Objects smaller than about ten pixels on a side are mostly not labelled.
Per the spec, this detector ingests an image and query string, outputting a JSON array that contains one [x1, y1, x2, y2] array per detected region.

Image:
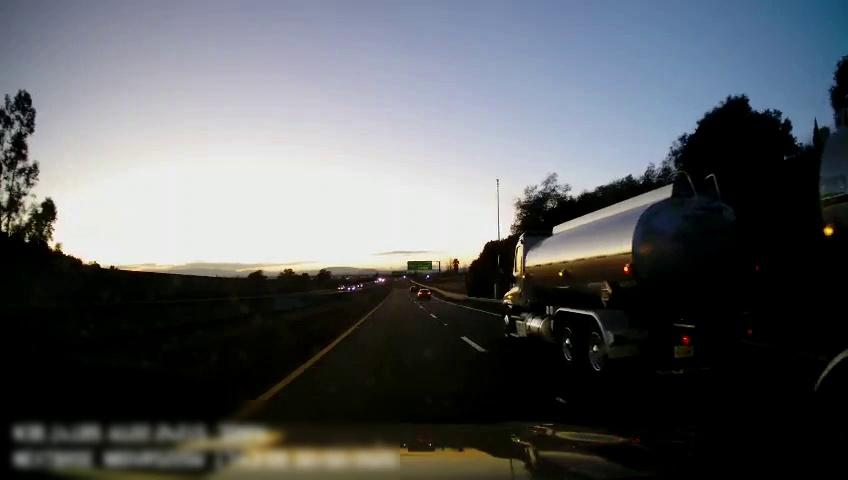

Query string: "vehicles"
[[811, 123, 848, 431], [497, 169, 756, 389], [416, 288, 433, 301]]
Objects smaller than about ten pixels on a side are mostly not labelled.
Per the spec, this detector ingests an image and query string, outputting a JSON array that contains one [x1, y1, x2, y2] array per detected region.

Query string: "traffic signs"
[[407, 259, 433, 272]]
